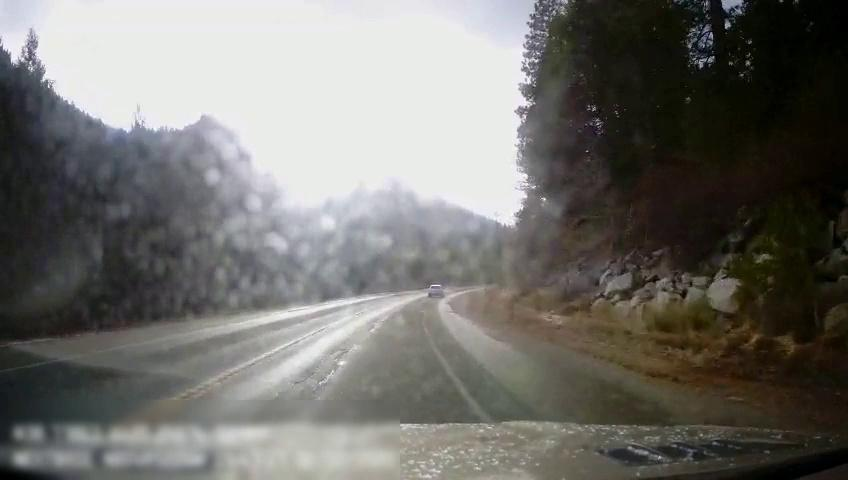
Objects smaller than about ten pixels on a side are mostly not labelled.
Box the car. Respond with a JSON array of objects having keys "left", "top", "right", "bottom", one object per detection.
[{"left": 428, "top": 284, "right": 443, "bottom": 298}]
